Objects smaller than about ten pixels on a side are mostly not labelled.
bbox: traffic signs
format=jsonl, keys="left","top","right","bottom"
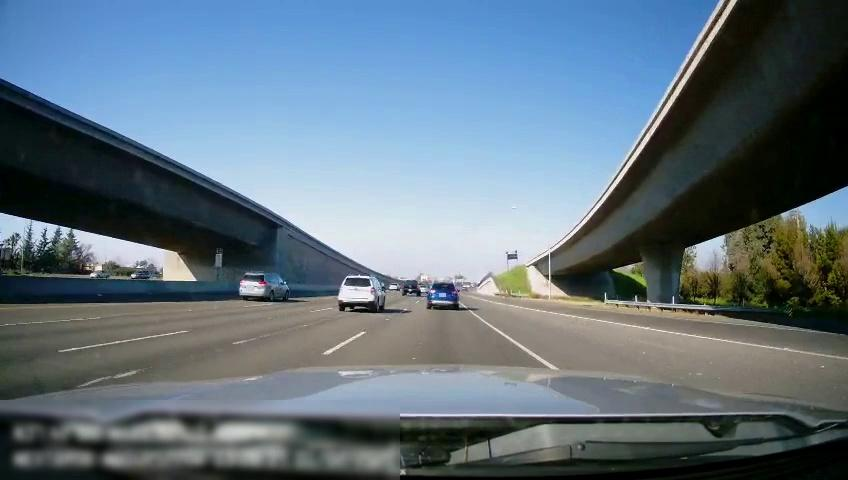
{"left": 215, "top": 248, "right": 223, "bottom": 268}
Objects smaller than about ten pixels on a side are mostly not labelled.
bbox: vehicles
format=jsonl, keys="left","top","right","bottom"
{"left": 401, "top": 279, "right": 422, "bottom": 297}
{"left": 417, "top": 285, "right": 428, "bottom": 295}
{"left": 388, "top": 282, "right": 401, "bottom": 292}
{"left": 238, "top": 271, "right": 291, "bottom": 303}
{"left": 426, "top": 281, "right": 462, "bottom": 310}
{"left": 89, "top": 269, "right": 111, "bottom": 279}
{"left": 337, "top": 273, "right": 386, "bottom": 313}
{"left": 130, "top": 270, "right": 151, "bottom": 280}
